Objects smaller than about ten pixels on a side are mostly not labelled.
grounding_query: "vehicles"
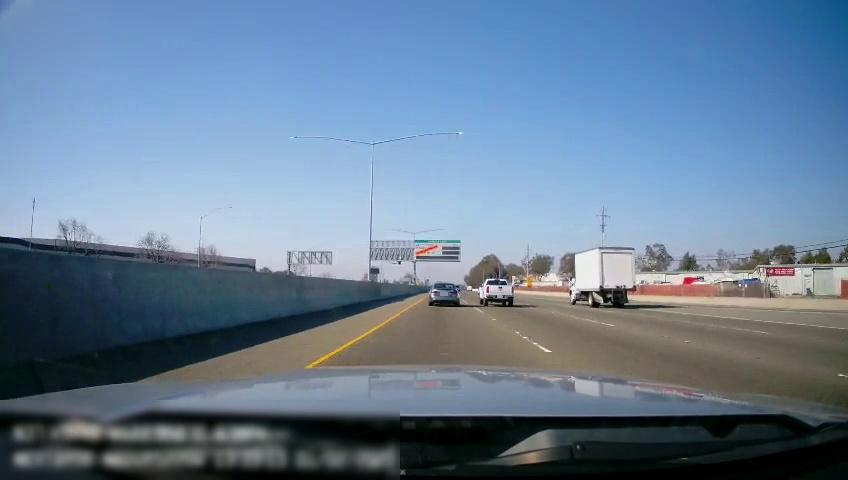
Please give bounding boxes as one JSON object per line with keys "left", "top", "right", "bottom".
{"left": 479, "top": 278, "right": 515, "bottom": 307}
{"left": 428, "top": 282, "right": 462, "bottom": 308}
{"left": 568, "top": 245, "right": 637, "bottom": 309}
